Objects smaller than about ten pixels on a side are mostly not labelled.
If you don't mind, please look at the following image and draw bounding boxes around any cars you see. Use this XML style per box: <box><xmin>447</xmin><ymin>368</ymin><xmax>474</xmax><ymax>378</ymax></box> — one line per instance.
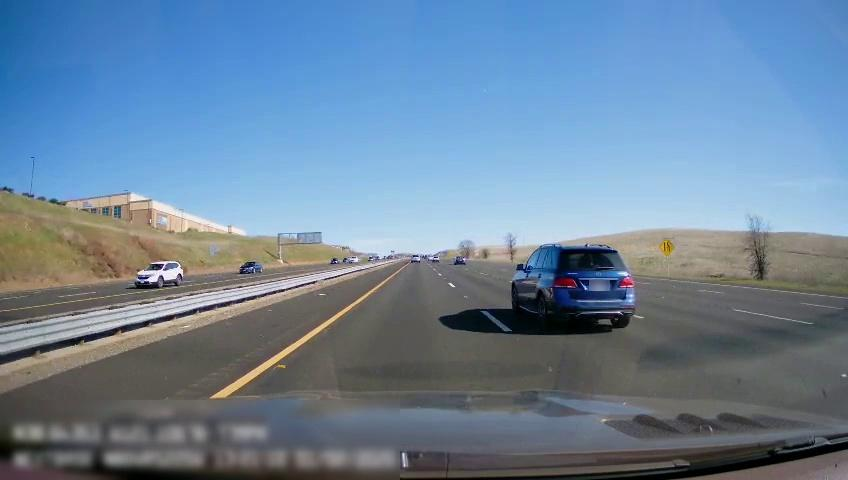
<box><xmin>239</xmin><ymin>261</ymin><xmax>264</xmax><ymax>274</ymax></box>
<box><xmin>453</xmin><ymin>255</ymin><xmax>467</xmax><ymax>265</ymax></box>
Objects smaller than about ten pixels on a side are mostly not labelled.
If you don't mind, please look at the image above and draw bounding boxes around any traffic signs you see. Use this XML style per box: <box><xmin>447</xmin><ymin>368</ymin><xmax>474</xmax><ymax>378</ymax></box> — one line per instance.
<box><xmin>660</xmin><ymin>239</ymin><xmax>675</xmax><ymax>257</ymax></box>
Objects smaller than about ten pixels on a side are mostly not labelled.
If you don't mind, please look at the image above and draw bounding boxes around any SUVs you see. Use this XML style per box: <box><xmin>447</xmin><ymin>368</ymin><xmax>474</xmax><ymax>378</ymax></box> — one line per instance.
<box><xmin>410</xmin><ymin>253</ymin><xmax>421</xmax><ymax>263</ymax></box>
<box><xmin>512</xmin><ymin>245</ymin><xmax>635</xmax><ymax>329</ymax></box>
<box><xmin>136</xmin><ymin>261</ymin><xmax>184</xmax><ymax>288</ymax></box>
